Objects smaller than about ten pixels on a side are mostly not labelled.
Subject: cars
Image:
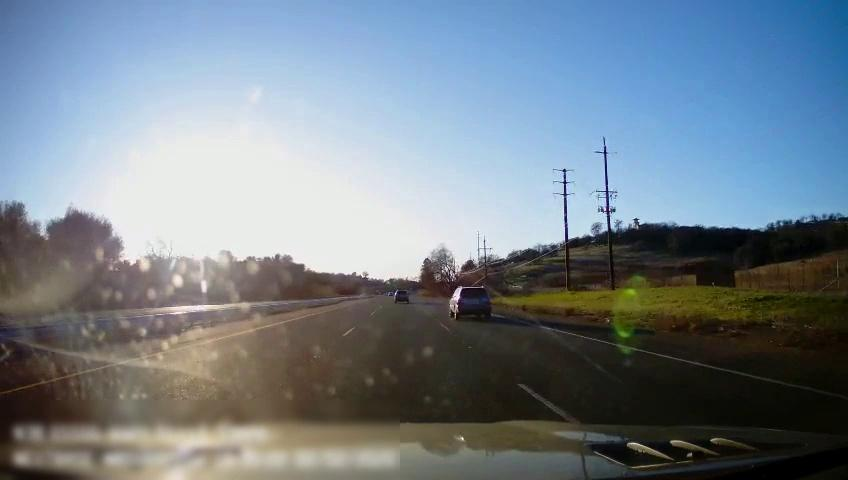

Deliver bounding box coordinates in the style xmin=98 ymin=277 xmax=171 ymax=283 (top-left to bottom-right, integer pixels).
xmin=394 ymin=289 xmax=409 ymax=304
xmin=448 ymin=286 xmax=491 ymax=321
